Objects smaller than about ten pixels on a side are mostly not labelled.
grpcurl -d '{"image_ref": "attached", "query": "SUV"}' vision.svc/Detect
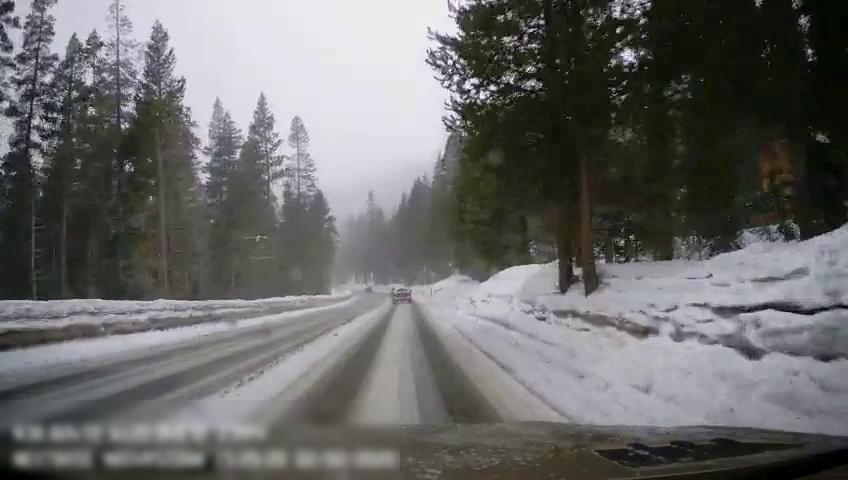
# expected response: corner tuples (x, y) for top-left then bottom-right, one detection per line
(391, 286), (413, 304)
